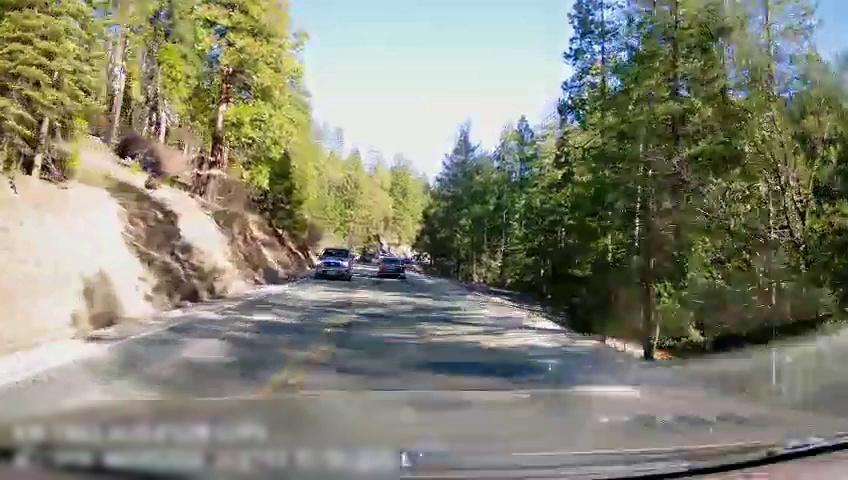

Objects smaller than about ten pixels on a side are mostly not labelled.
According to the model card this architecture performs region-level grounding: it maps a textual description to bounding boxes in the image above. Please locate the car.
[377,255,407,280]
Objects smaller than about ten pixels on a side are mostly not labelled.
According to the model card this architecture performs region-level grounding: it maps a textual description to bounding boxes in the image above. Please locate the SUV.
[314,247,355,281]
